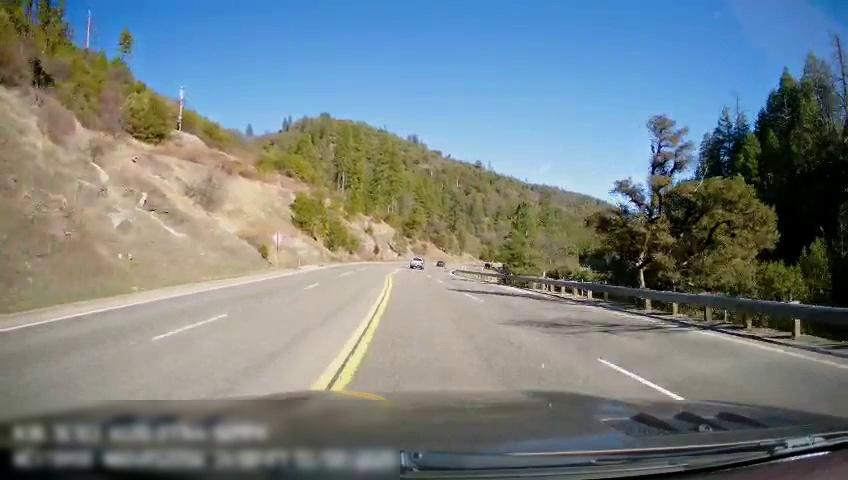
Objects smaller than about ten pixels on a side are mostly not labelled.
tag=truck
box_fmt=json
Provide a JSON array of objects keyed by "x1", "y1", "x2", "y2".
[{"x1": 409, "y1": 256, "x2": 425, "y2": 269}]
